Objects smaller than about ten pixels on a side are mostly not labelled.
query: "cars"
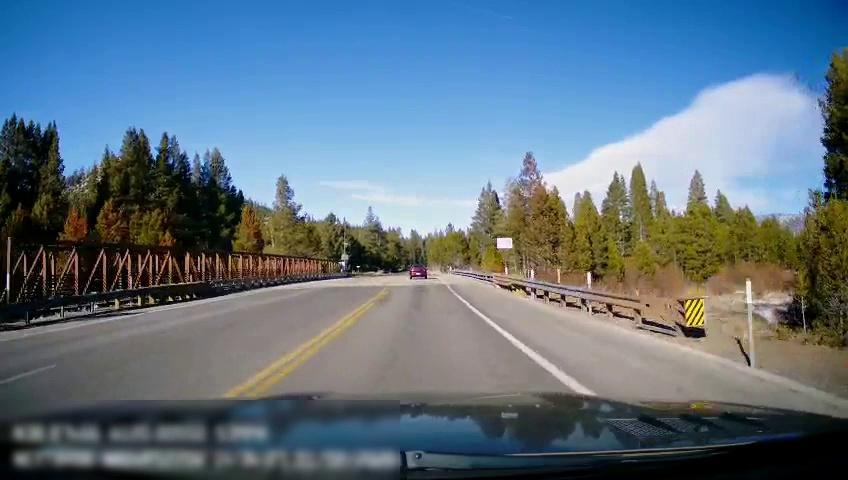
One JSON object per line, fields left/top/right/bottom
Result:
{"left": 408, "top": 263, "right": 427, "bottom": 279}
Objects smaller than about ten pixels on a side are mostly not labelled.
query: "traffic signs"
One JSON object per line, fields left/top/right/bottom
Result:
{"left": 496, "top": 236, "right": 514, "bottom": 249}
{"left": 684, "top": 298, "right": 706, "bottom": 327}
